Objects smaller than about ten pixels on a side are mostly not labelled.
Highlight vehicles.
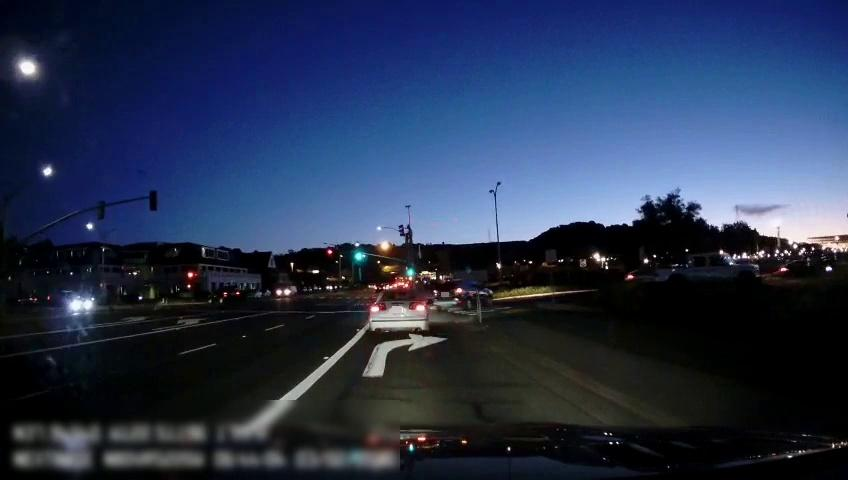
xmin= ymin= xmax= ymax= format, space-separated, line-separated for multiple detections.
xmin=260 ymin=289 xmax=271 ymax=297
xmin=208 ymin=286 xmax=242 ymax=307
xmin=275 ymin=286 xmax=291 ymax=298
xmin=656 ymin=253 xmax=762 ymax=289
xmin=247 ymin=289 xmax=262 ymax=300
xmin=433 ymin=280 xmax=494 ymax=314
xmin=369 ymin=288 xmax=429 ymax=336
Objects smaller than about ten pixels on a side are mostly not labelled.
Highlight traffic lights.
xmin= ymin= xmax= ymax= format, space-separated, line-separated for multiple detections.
xmin=407 ymin=264 xmax=414 ymax=277
xmin=356 ymin=248 xmax=362 ymax=261
xmin=97 ymin=201 xmax=105 ymax=219
xmin=398 ymin=223 xmax=405 ymax=236
xmin=149 ymin=191 xmax=158 ymax=209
